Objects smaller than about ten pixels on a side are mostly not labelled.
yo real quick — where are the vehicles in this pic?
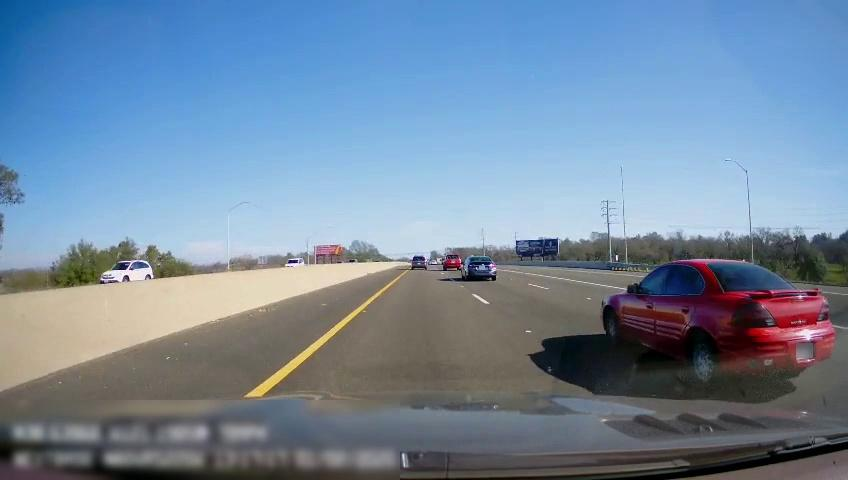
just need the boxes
[443,254,462,271]
[283,257,304,269]
[461,255,497,281]
[600,259,838,390]
[99,260,154,284]
[411,256,427,270]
